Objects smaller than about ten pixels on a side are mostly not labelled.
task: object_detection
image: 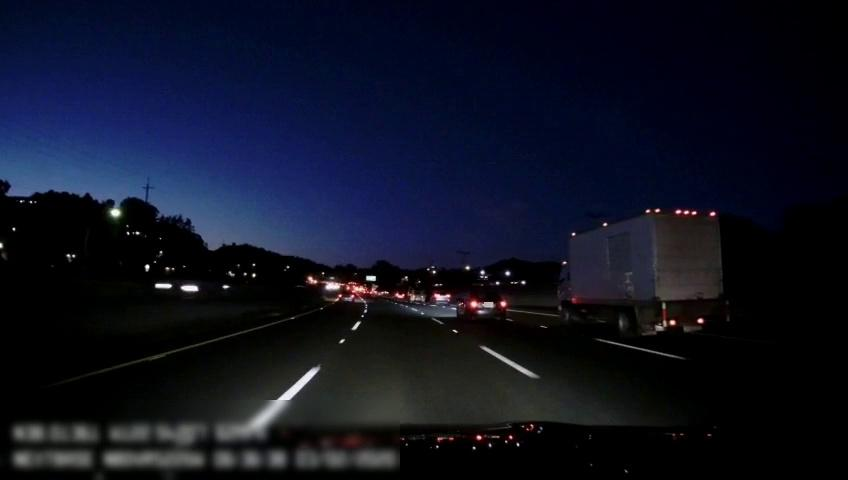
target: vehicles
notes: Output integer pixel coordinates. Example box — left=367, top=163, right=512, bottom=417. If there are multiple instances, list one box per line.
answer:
left=340, top=288, right=354, bottom=301
left=555, top=207, right=725, bottom=342
left=456, top=289, right=508, bottom=322
left=152, top=268, right=215, bottom=302
left=409, top=290, right=426, bottom=303
left=430, top=289, right=451, bottom=305
left=393, top=289, right=406, bottom=300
